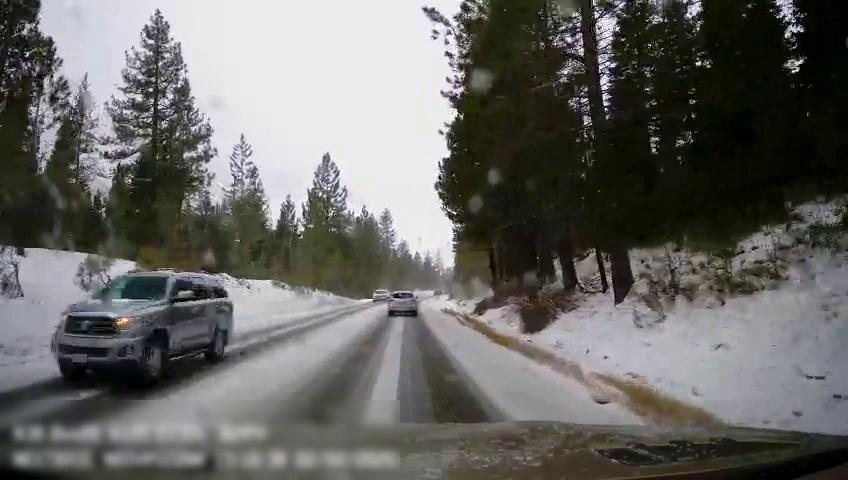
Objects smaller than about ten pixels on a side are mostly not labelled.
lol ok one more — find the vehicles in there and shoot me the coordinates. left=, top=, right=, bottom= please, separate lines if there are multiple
left=54, top=271, right=234, bottom=382
left=387, top=290, right=418, bottom=317
left=372, top=289, right=390, bottom=303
